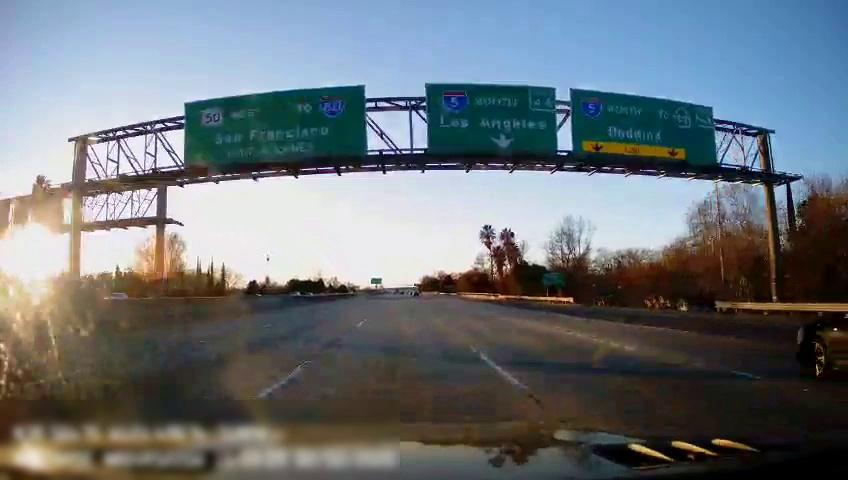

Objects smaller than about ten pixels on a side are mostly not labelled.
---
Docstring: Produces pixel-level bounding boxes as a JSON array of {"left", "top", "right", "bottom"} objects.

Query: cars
[
  {"left": 795, "top": 312, "right": 848, "bottom": 381},
  {"left": 103, "top": 292, "right": 128, "bottom": 300}
]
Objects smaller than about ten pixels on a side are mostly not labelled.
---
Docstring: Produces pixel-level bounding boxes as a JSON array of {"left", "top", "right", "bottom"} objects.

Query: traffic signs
[
  {"left": 570, "top": 86, "right": 722, "bottom": 166},
  {"left": 183, "top": 82, "right": 365, "bottom": 174},
  {"left": 543, "top": 273, "right": 565, "bottom": 286},
  {"left": 424, "top": 82, "right": 561, "bottom": 157}
]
